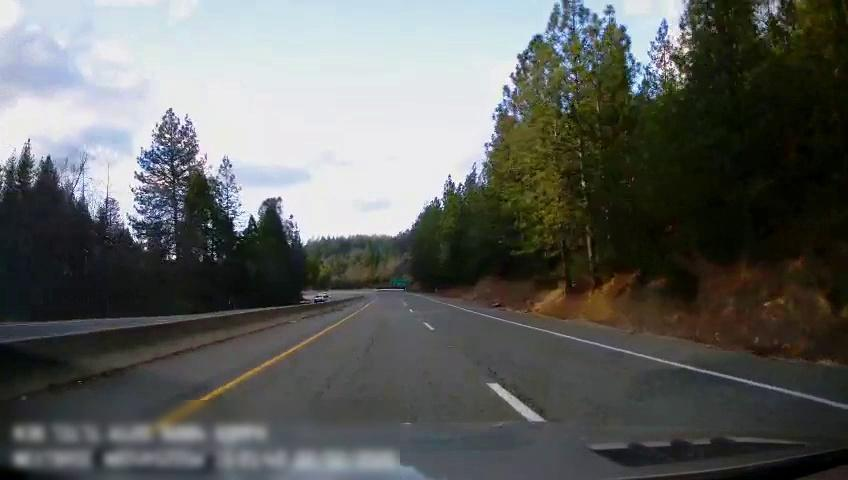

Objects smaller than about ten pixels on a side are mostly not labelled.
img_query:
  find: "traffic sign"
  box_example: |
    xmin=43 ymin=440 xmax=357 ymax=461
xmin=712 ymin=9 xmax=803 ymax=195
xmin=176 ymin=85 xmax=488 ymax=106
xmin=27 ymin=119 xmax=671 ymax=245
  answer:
xmin=390 ymin=277 xmax=408 ymax=287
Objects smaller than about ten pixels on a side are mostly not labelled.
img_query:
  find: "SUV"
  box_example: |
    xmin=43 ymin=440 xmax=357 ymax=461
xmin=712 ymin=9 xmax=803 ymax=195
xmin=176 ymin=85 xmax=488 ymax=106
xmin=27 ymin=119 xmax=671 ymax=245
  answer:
xmin=313 ymin=294 xmax=330 ymax=304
